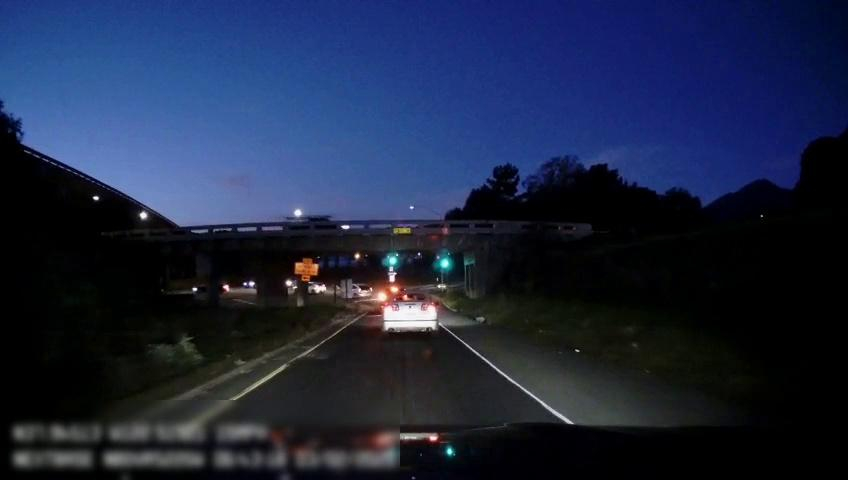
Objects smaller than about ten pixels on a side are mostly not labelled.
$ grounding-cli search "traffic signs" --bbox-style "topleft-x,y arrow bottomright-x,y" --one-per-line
294,257 -> 319,281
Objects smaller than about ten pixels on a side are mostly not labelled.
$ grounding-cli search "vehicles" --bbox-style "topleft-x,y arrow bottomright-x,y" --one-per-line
375,284 -> 404,303
337,283 -> 373,301
292,282 -> 327,296
191,281 -> 230,295
378,289 -> 441,338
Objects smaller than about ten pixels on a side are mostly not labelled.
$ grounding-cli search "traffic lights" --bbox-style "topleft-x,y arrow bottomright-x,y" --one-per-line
439,250 -> 450,271
388,247 -> 399,267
